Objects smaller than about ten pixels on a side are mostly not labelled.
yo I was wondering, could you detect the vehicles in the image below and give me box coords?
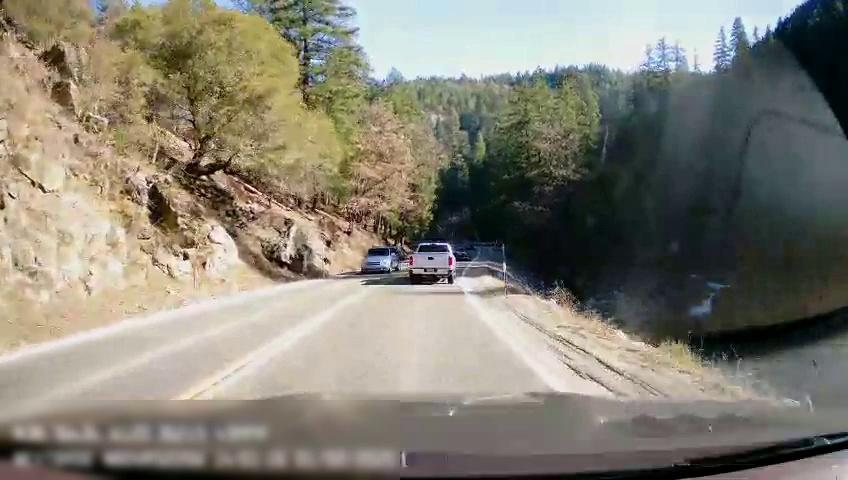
[359,246,402,275]
[451,245,471,261]
[409,242,455,284]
